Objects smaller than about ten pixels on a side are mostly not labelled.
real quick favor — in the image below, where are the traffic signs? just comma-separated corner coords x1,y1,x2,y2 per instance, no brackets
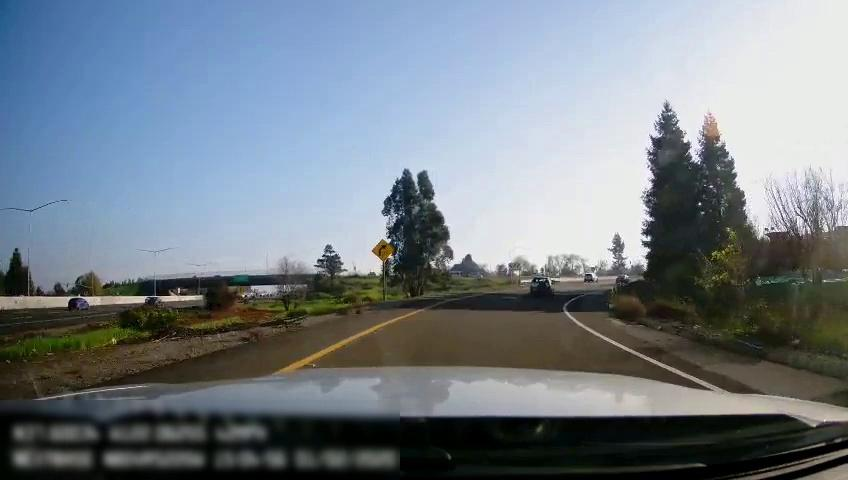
229,274,248,285
371,239,393,262
508,263,523,272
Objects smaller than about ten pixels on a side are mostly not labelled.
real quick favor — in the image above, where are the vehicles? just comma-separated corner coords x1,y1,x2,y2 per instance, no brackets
67,298,91,312
145,296,162,305
616,274,630,285
529,276,554,297
583,272,599,283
